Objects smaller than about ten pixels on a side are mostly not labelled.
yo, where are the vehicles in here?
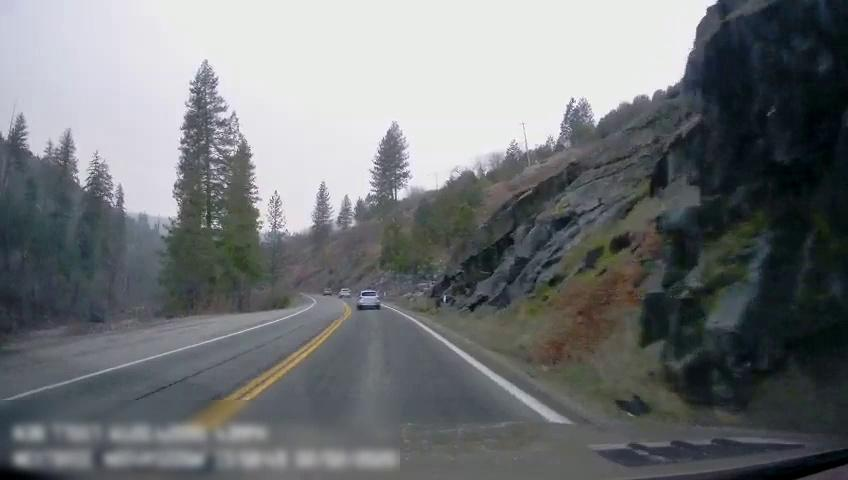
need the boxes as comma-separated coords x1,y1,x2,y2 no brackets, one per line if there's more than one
323,287,332,296
339,287,352,298
357,290,380,310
